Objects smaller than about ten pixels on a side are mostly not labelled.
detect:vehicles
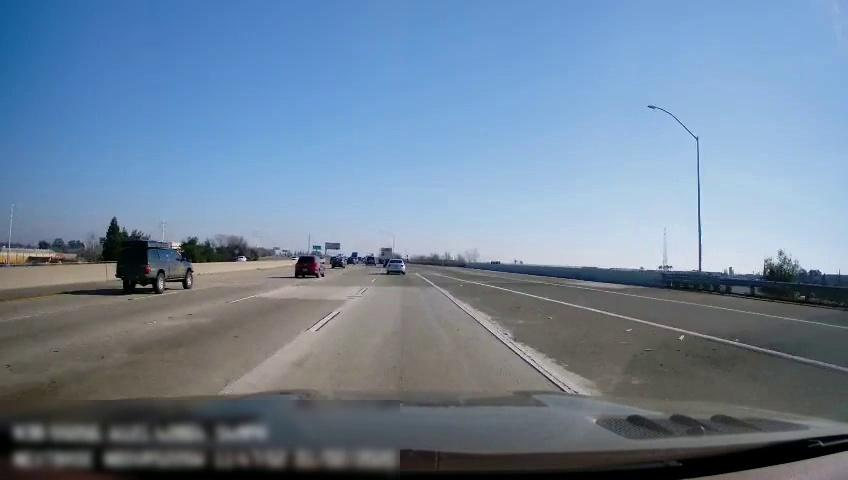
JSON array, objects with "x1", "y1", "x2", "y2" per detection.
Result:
[
  {"x1": 379, "y1": 246, "x2": 392, "y2": 264},
  {"x1": 293, "y1": 255, "x2": 329, "y2": 279},
  {"x1": 330, "y1": 256, "x2": 347, "y2": 270},
  {"x1": 385, "y1": 258, "x2": 407, "y2": 275},
  {"x1": 365, "y1": 255, "x2": 378, "y2": 266},
  {"x1": 115, "y1": 245, "x2": 195, "y2": 295}
]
